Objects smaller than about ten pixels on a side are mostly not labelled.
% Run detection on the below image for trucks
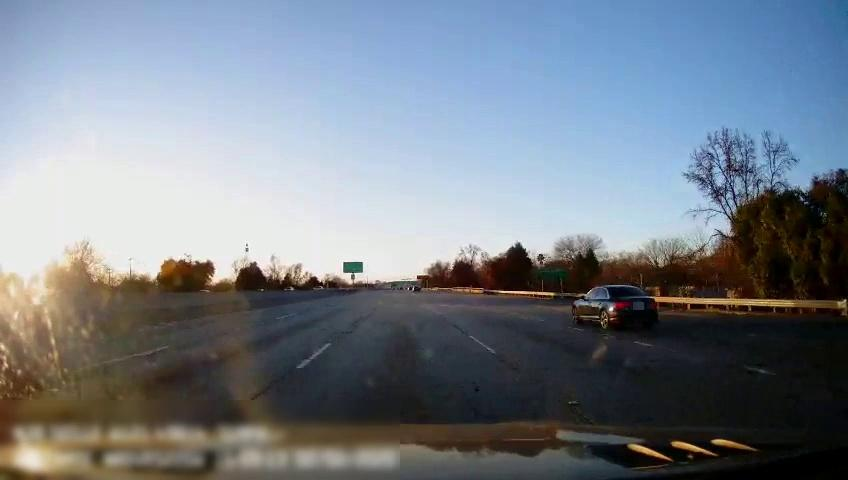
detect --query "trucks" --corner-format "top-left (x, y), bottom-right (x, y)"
top-left (313, 286), bottom-right (325, 290)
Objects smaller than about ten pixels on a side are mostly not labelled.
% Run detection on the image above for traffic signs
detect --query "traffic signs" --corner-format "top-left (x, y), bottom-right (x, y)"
top-left (537, 266), bottom-right (568, 280)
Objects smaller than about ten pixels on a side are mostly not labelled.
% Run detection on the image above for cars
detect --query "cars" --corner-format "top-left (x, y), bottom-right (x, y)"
top-left (283, 286), bottom-right (295, 291)
top-left (571, 284), bottom-right (659, 332)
